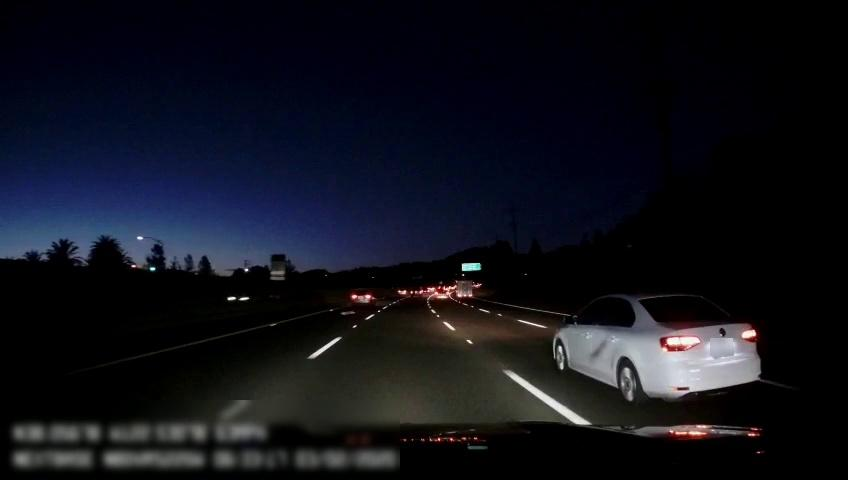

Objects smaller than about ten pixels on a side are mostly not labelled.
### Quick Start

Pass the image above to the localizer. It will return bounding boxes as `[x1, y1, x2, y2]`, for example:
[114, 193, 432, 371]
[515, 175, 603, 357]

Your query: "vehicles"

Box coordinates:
[552, 293, 762, 410]
[456, 280, 473, 300]
[350, 289, 377, 309]
[225, 292, 252, 303]
[434, 289, 449, 301]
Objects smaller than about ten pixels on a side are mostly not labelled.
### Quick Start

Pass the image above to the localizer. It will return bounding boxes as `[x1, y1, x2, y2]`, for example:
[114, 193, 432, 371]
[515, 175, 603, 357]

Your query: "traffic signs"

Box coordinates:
[461, 262, 481, 271]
